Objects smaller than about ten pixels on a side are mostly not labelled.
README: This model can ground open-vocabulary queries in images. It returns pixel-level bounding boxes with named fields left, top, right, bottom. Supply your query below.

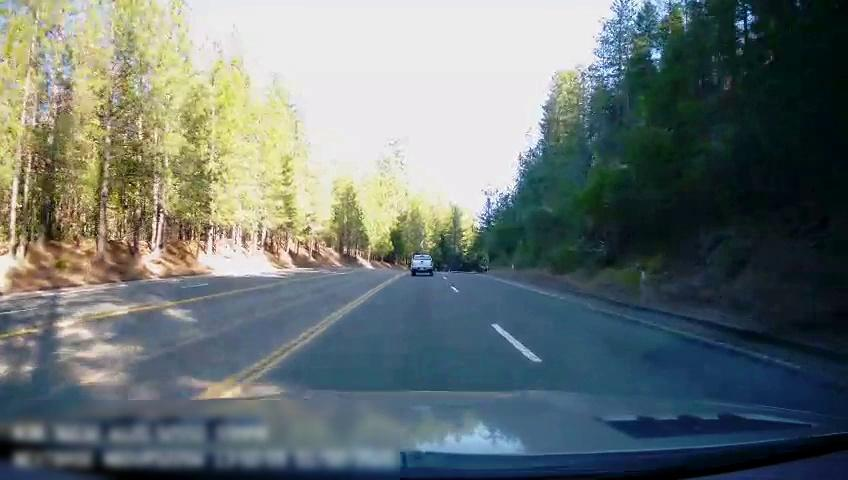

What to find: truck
left=411, top=254, right=434, bottom=277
